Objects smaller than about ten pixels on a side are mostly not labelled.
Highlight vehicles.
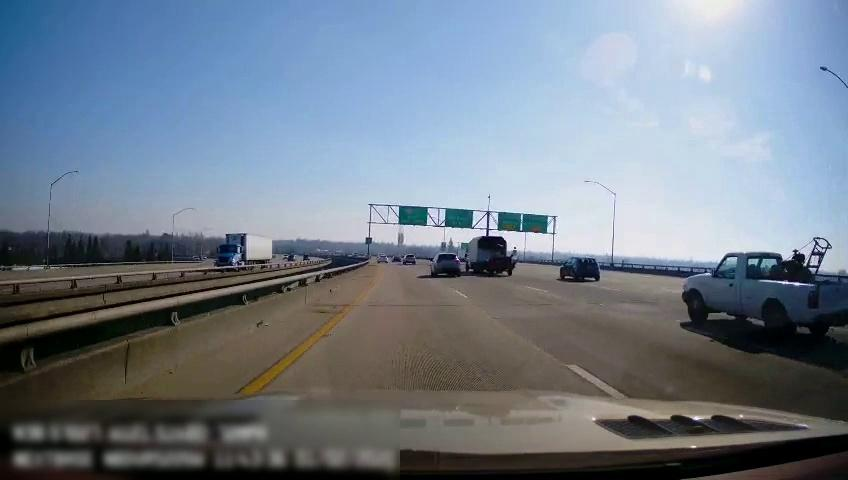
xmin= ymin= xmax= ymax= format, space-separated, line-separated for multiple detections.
xmin=464 ymin=235 xmax=518 ymax=277
xmin=429 ymin=252 xmax=461 ymax=278
xmin=559 ymin=256 xmax=601 ymax=282
xmin=402 ymin=253 xmax=417 ymax=266
xmin=391 ymin=255 xmax=402 ymax=263
xmin=377 ymin=254 xmax=389 ymax=264
xmin=213 ymin=231 xmax=274 ymax=272
xmin=680 ymin=236 xmax=848 ymax=340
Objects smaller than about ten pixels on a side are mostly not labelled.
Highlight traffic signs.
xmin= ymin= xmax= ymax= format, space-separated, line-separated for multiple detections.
xmin=444 ymin=207 xmax=473 ymax=229
xmin=497 ymin=211 xmax=521 ymax=232
xmin=398 ymin=204 xmax=428 ymax=227
xmin=522 ymin=213 xmax=549 ymax=235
